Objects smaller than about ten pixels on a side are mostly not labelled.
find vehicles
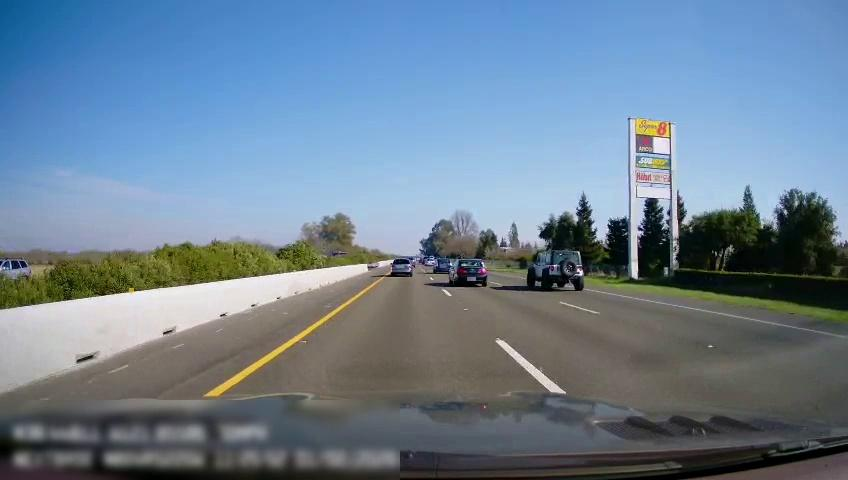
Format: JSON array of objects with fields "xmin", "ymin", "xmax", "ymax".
[
  {"xmin": 0, "ymin": 259, "xmax": 32, "ymax": 277},
  {"xmin": 448, "ymin": 259, "xmax": 488, "ymax": 289},
  {"xmin": 326, "ymin": 250, "xmax": 349, "ymax": 257},
  {"xmin": 432, "ymin": 258, "xmax": 452, "ymax": 274},
  {"xmin": 423, "ymin": 257, "xmax": 434, "ymax": 267},
  {"xmin": 525, "ymin": 250, "xmax": 584, "ymax": 292},
  {"xmin": 390, "ymin": 257, "xmax": 416, "ymax": 277}
]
